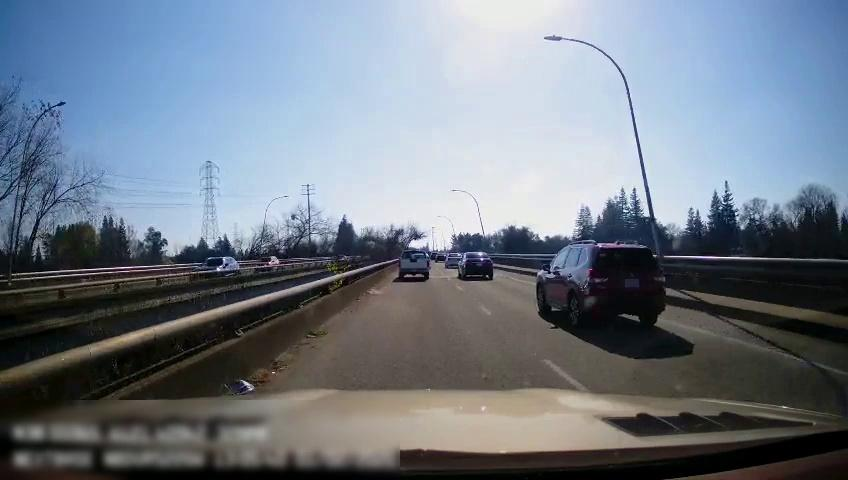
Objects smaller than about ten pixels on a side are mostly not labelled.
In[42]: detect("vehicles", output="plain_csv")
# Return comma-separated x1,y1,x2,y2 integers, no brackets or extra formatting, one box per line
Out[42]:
398,250,431,281
189,256,241,278
534,239,668,330
255,255,280,271
444,252,462,269
435,253,446,263
458,251,494,280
